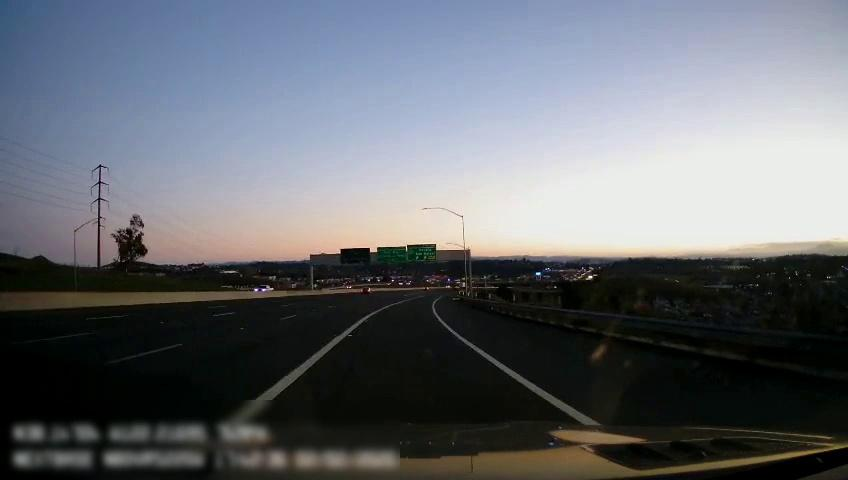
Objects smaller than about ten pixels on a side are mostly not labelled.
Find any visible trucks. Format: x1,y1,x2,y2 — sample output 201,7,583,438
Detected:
253,284,275,292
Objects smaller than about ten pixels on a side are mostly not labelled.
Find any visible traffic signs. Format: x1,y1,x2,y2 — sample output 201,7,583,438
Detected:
340,248,371,266
407,244,437,264
376,246,407,264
